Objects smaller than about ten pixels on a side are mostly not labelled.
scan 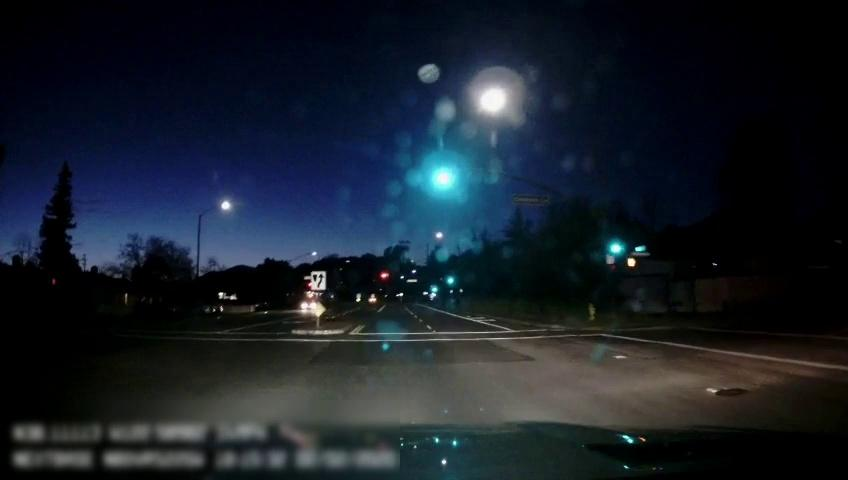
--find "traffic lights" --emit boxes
[611,236,620,253]
[439,167,448,184]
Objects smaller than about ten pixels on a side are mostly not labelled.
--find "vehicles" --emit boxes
[301,299,317,311]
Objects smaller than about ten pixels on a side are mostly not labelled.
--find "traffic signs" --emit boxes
[311,271,327,291]
[312,302,326,317]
